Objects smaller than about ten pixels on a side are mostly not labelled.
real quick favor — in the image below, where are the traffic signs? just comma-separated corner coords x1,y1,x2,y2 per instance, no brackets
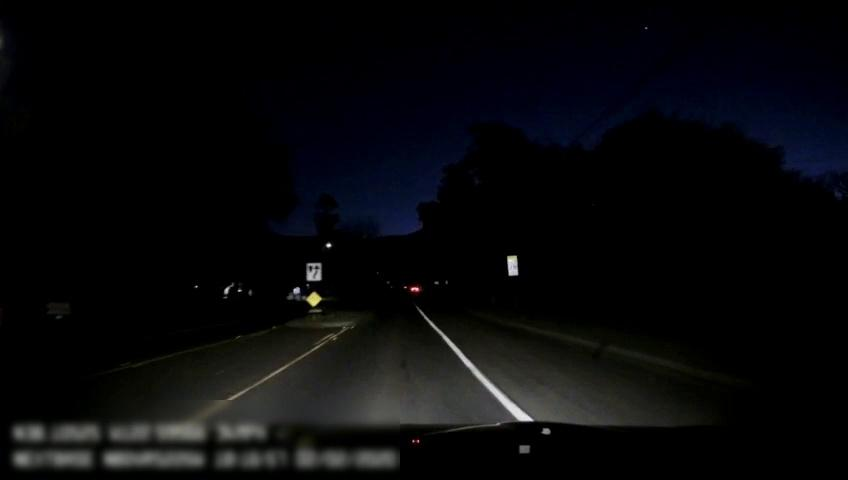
305,291,323,308
306,262,322,281
507,255,519,276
